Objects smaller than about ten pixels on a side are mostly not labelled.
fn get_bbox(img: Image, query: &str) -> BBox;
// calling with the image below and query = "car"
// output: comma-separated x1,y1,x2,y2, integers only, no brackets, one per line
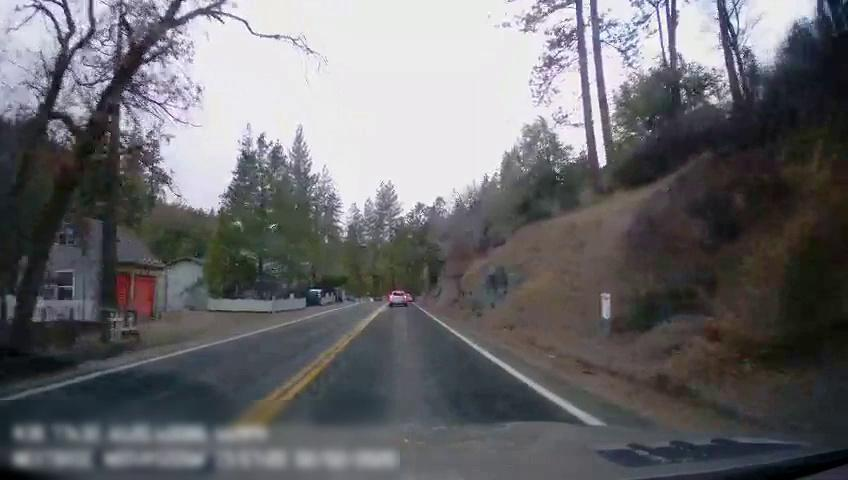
389,290,408,308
